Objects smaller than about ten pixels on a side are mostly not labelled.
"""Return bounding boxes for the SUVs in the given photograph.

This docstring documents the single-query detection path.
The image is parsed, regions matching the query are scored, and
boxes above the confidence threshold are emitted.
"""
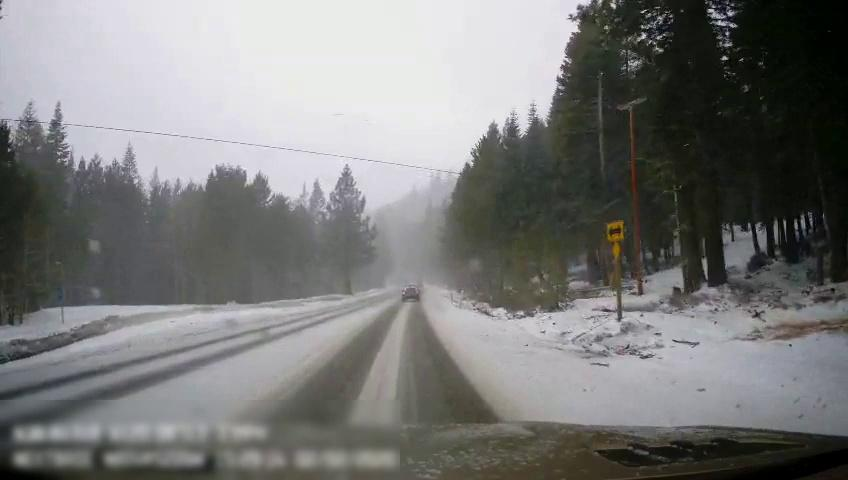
[401,284,420,303]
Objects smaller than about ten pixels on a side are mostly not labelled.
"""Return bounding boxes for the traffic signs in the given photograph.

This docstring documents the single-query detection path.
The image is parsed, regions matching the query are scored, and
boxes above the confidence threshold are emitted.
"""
[611,242,621,258]
[607,219,625,242]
